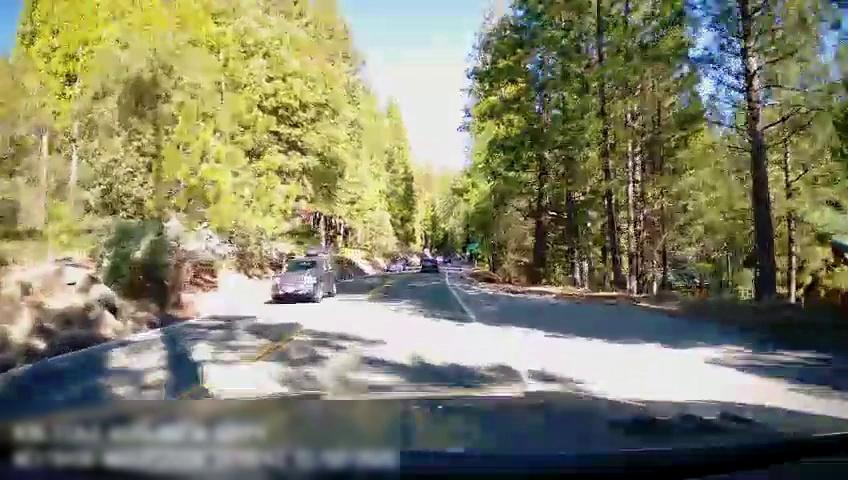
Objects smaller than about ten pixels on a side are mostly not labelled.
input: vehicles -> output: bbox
[270,247,337,305]
[385,256,411,272]
[420,257,440,273]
